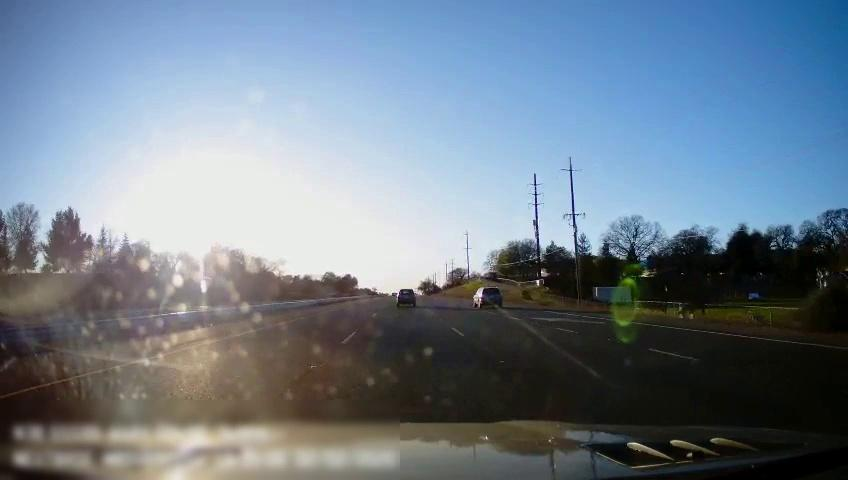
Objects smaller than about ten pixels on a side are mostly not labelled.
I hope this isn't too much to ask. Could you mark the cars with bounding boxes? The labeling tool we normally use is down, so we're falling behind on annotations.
[473,287,502,309]
[396,288,417,308]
